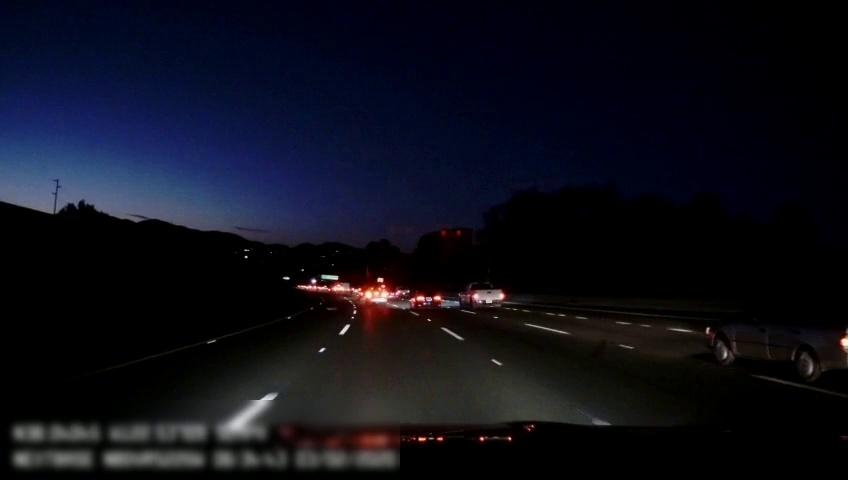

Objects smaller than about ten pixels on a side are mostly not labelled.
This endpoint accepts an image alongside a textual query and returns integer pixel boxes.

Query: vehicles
[458,281,503,313]
[706,296,848,385]
[363,288,387,306]
[409,289,442,311]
